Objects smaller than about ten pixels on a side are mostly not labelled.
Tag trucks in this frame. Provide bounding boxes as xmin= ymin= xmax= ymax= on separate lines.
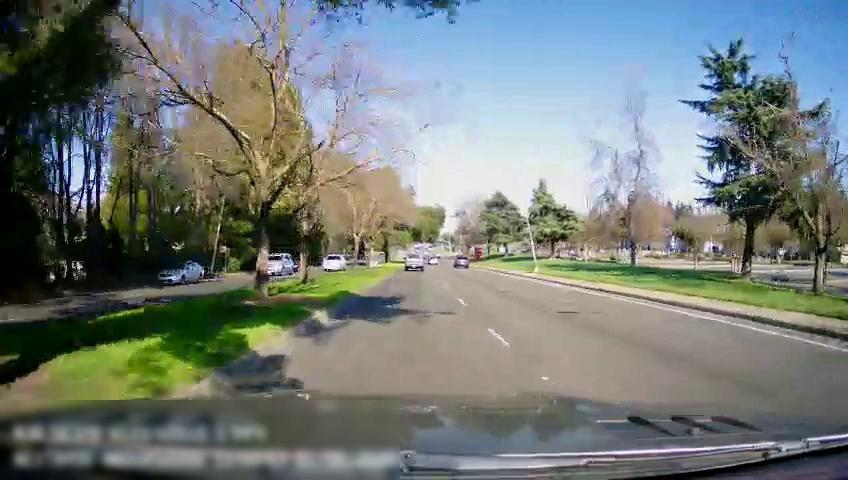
xmin=403 ymin=252 xmax=424 ymax=271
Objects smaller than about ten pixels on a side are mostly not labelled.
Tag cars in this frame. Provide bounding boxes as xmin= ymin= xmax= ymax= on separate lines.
xmin=322 ymin=253 xmax=347 ymax=272
xmin=155 ymin=259 xmax=206 ymax=286
xmin=452 ymin=254 xmax=469 ymax=269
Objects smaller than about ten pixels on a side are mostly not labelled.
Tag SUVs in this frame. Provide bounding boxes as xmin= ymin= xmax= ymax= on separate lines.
xmin=267 ymin=253 xmax=295 ymax=277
